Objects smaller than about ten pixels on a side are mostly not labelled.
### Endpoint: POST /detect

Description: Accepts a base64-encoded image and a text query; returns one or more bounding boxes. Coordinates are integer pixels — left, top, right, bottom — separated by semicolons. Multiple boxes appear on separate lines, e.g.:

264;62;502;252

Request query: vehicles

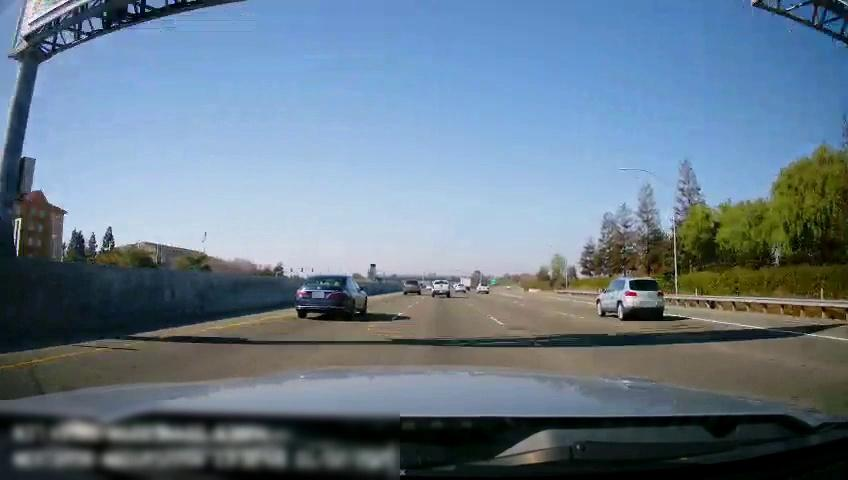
595;277;665;320
295;274;370;321
431;279;451;297
476;283;490;294
402;278;423;295
454;282;466;293
460;277;471;291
